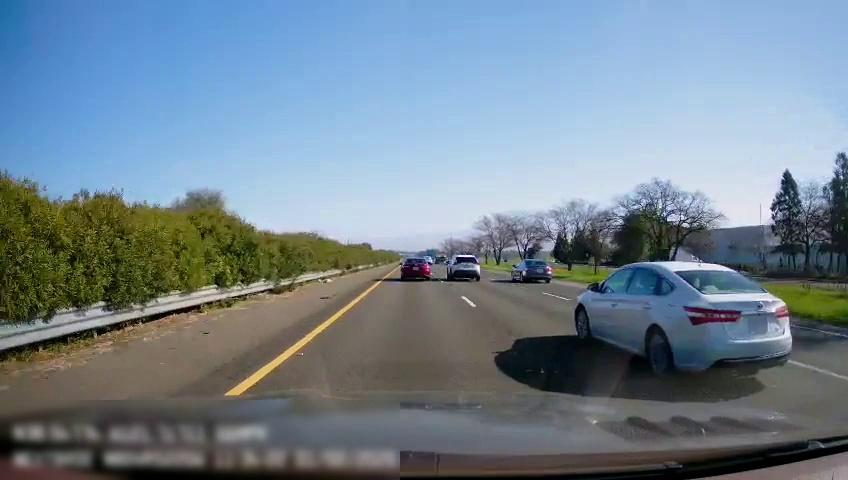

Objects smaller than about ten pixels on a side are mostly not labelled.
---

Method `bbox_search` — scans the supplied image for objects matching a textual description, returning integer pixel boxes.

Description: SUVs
[447,255,480,281]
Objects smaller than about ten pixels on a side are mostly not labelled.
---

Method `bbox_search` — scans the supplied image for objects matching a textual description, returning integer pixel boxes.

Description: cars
[510,259,552,284]
[397,257,431,281]
[572,262,793,377]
